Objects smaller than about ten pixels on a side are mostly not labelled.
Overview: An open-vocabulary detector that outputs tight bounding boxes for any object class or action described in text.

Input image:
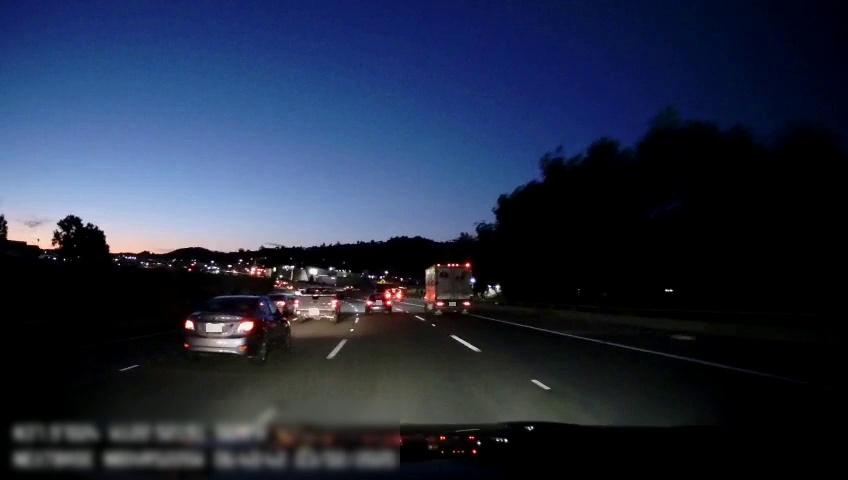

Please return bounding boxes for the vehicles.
[420,263,471,317]
[183,295,292,366]
[375,282,403,302]
[294,286,342,323]
[365,292,392,314]
[265,293,295,316]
